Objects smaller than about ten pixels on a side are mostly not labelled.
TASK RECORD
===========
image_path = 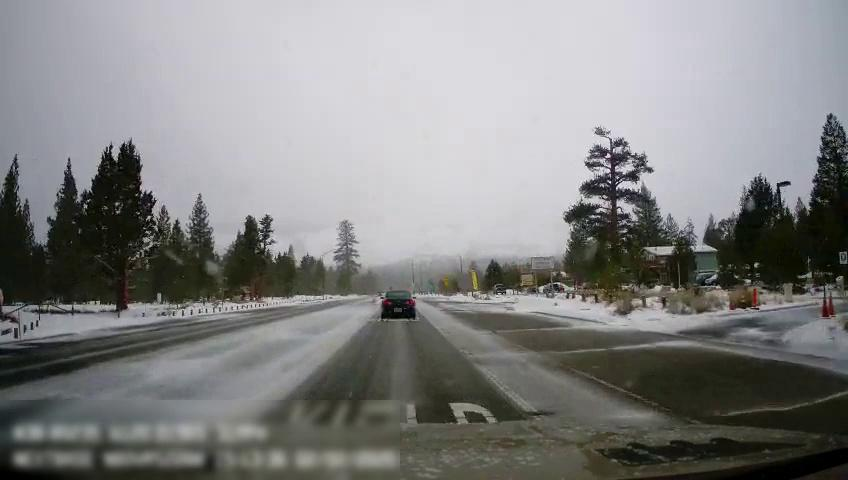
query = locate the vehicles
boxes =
[542,283,560,294]
[493,284,506,294]
[704,274,727,287]
[380,289,417,318]
[695,274,715,286]
[527,286,540,294]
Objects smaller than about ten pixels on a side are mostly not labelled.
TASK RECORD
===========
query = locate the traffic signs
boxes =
[531,256,554,270]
